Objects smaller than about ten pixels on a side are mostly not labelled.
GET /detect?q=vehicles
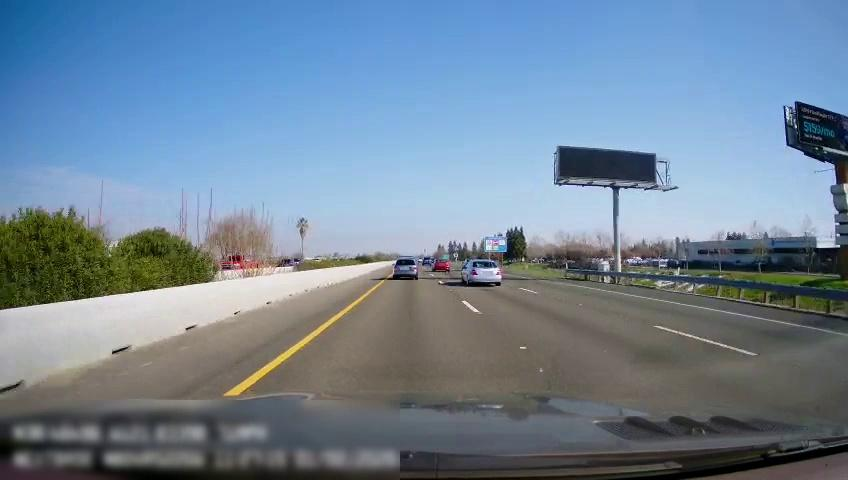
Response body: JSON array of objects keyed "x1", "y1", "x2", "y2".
[
  {"x1": 218, "y1": 255, "x2": 263, "y2": 271},
  {"x1": 422, "y1": 257, "x2": 434, "y2": 266},
  {"x1": 460, "y1": 258, "x2": 502, "y2": 288},
  {"x1": 289, "y1": 257, "x2": 304, "y2": 268},
  {"x1": 275, "y1": 258, "x2": 293, "y2": 267},
  {"x1": 431, "y1": 259, "x2": 452, "y2": 272},
  {"x1": 392, "y1": 257, "x2": 419, "y2": 280}
]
